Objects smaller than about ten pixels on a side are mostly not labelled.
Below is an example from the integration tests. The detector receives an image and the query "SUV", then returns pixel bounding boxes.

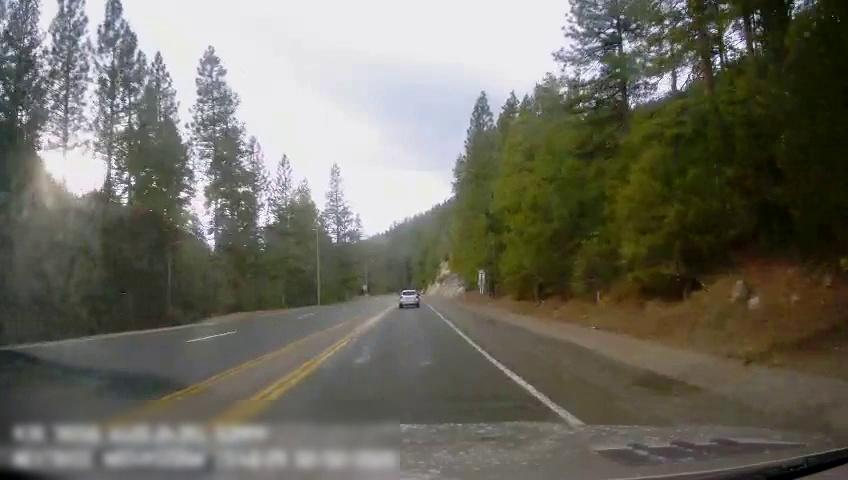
[399,289,421,308]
